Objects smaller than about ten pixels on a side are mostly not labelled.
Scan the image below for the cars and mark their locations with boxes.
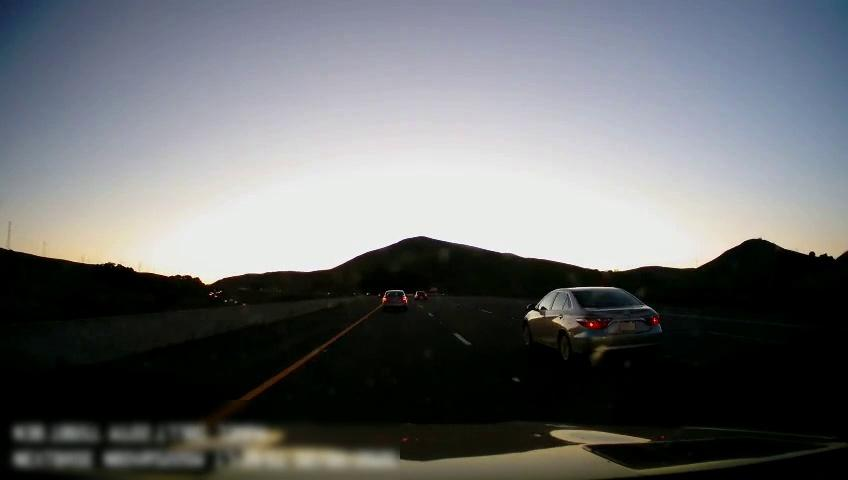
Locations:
[414,291,428,301]
[382,290,408,312]
[522,287,663,366]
